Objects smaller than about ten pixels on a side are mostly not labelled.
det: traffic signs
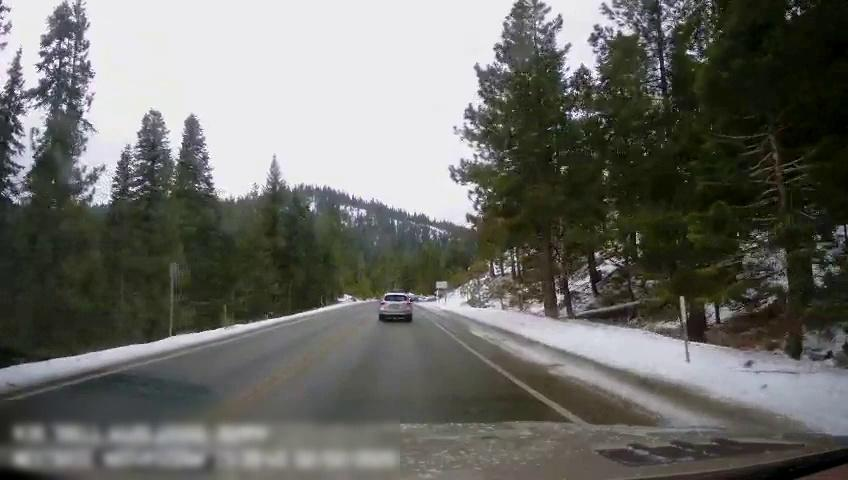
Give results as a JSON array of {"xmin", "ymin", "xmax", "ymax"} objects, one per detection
[{"xmin": 436, "ymin": 281, "xmax": 447, "ymax": 289}]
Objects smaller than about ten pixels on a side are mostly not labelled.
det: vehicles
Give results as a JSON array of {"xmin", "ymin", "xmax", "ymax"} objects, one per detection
[
  {"xmin": 379, "ymin": 293, "xmax": 412, "ymax": 321},
  {"xmin": 389, "ymin": 290, "xmax": 406, "ymax": 294}
]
